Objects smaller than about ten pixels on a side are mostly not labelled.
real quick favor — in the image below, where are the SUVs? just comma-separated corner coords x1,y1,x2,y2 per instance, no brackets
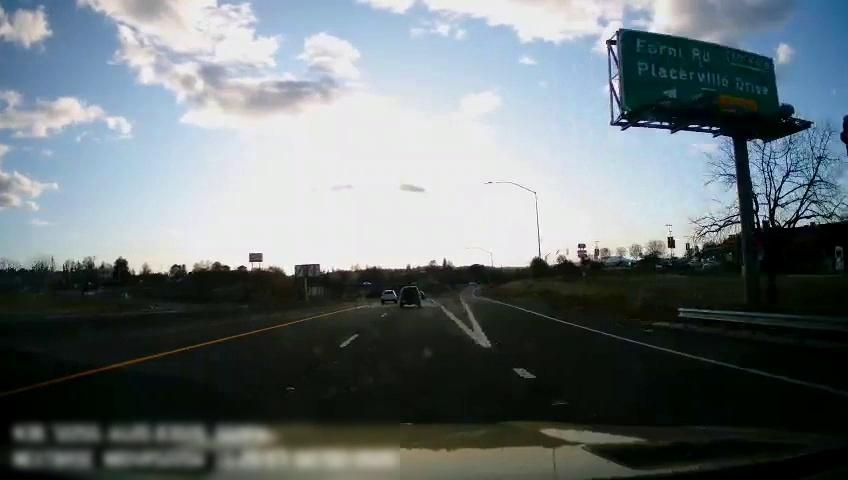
381,290,398,304
398,286,422,308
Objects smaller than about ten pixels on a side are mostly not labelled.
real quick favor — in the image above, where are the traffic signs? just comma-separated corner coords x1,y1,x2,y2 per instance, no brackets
616,25,781,113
